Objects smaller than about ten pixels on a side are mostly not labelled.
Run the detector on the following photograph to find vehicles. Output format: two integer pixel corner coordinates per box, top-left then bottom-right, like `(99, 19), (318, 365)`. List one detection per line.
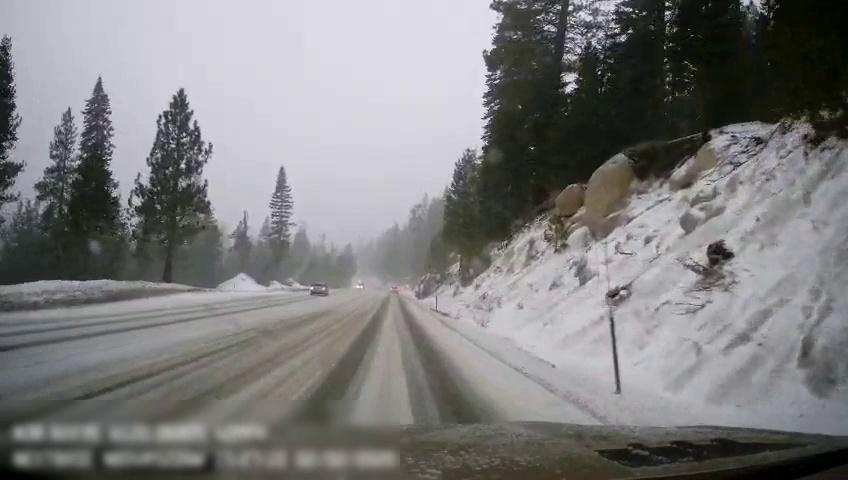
(309, 282), (330, 296)
(388, 285), (400, 295)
